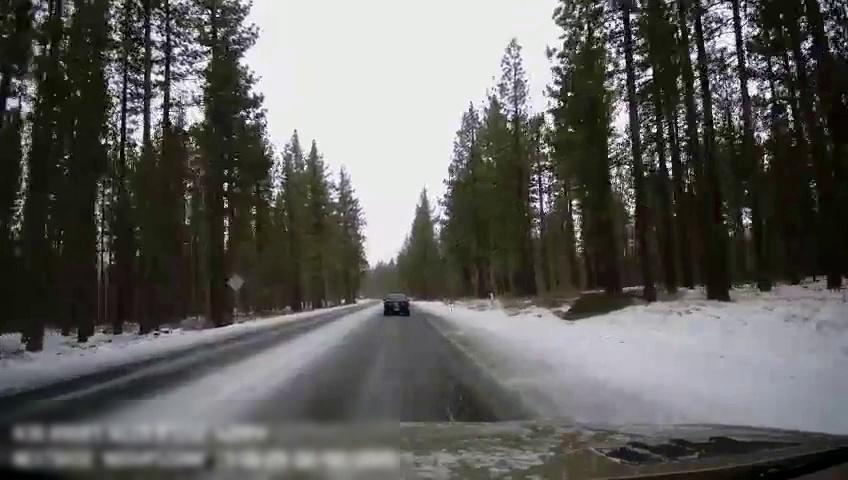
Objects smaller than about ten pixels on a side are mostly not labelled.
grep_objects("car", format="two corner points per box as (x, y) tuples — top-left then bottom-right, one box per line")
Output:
(382, 292), (410, 316)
